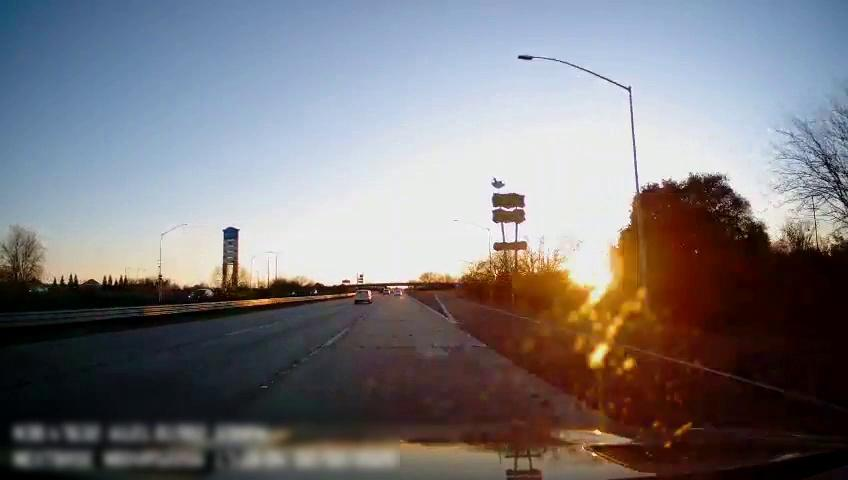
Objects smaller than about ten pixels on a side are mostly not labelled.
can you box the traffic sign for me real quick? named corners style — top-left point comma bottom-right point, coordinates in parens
top-left (511, 268), bottom-right (519, 289)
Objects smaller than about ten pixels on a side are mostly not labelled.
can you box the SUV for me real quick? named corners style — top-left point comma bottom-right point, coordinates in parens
top-left (187, 288), bottom-right (215, 303)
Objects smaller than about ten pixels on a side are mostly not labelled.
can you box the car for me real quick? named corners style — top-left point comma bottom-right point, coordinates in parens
top-left (354, 289), bottom-right (372, 305)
